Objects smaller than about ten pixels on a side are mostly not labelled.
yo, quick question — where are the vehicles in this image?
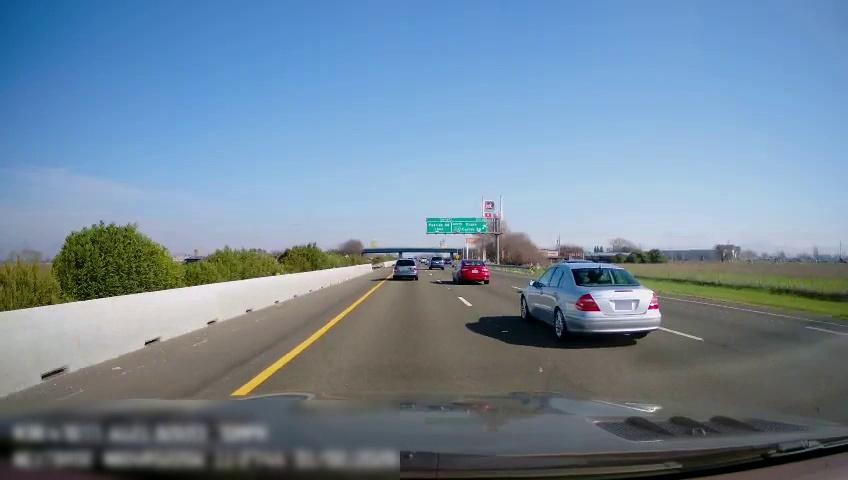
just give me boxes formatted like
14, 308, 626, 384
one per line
444, 257, 452, 266
452, 258, 490, 285
428, 256, 446, 270
519, 262, 662, 344
393, 257, 419, 280
183, 257, 210, 266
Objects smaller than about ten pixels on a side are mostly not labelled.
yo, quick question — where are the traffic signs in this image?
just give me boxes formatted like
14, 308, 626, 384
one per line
425, 216, 489, 234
